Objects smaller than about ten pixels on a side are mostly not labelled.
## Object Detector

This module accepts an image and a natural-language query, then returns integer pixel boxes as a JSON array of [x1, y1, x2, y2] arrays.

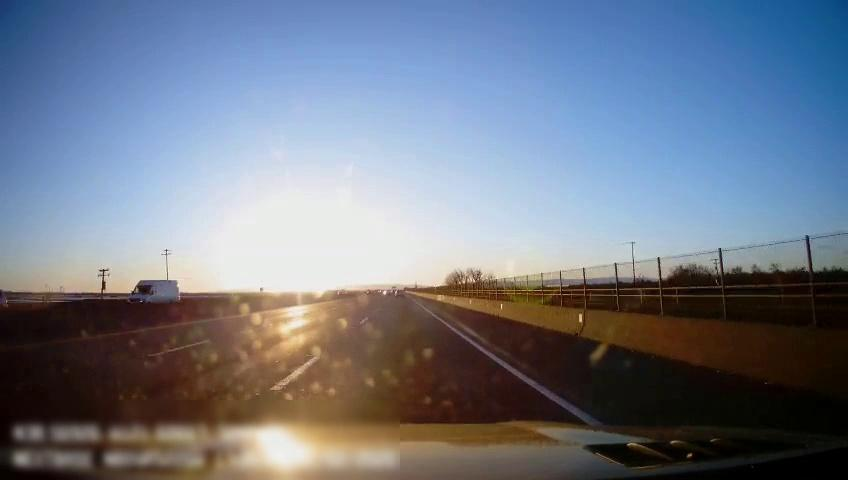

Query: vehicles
[[394, 289, 405, 298], [127, 279, 180, 305], [0, 289, 8, 309]]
